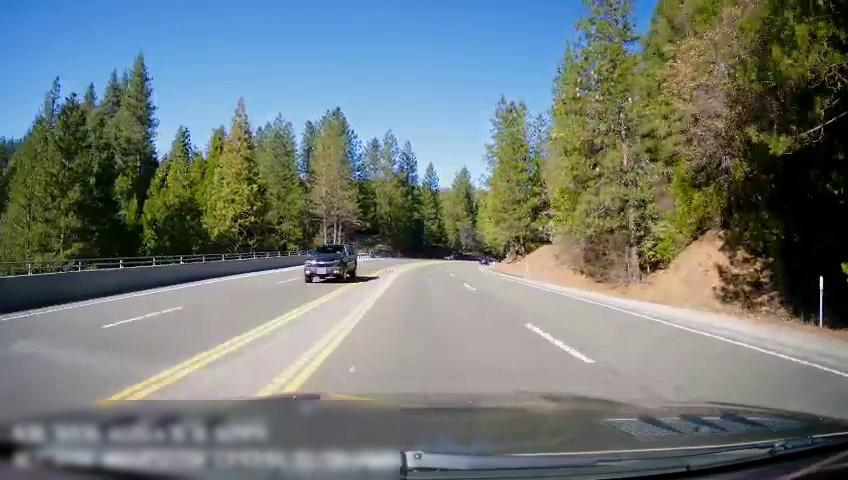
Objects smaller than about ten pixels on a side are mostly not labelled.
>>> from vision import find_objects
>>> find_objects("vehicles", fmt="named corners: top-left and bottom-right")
top-left (479, 254), bottom-right (491, 265)
top-left (303, 243), bottom-right (358, 284)
top-left (443, 251), bottom-right (459, 261)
